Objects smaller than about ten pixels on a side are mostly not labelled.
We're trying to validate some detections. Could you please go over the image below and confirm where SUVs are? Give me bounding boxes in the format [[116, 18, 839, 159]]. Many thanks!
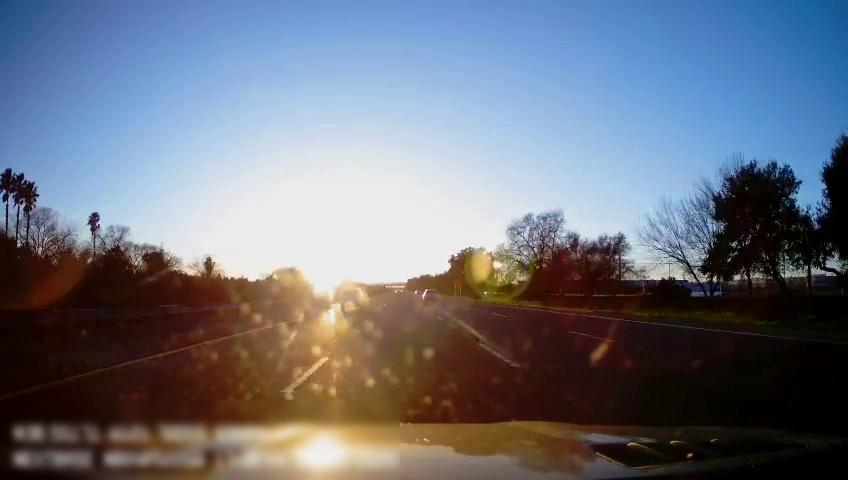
[[338, 287, 369, 314], [422, 289, 439, 303]]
